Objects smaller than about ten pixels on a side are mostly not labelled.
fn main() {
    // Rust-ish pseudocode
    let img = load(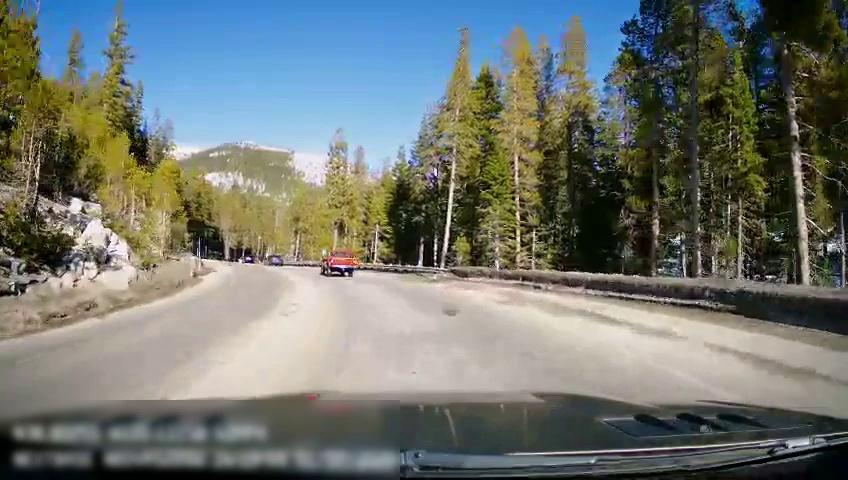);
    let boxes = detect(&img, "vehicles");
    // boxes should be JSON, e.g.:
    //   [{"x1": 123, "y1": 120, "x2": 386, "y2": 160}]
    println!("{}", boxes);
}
[
  {"x1": 242, "y1": 254, "x2": 254, "y2": 263},
  {"x1": 319, "y1": 253, "x2": 355, "y2": 278},
  {"x1": 266, "y1": 254, "x2": 283, "y2": 266}
]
